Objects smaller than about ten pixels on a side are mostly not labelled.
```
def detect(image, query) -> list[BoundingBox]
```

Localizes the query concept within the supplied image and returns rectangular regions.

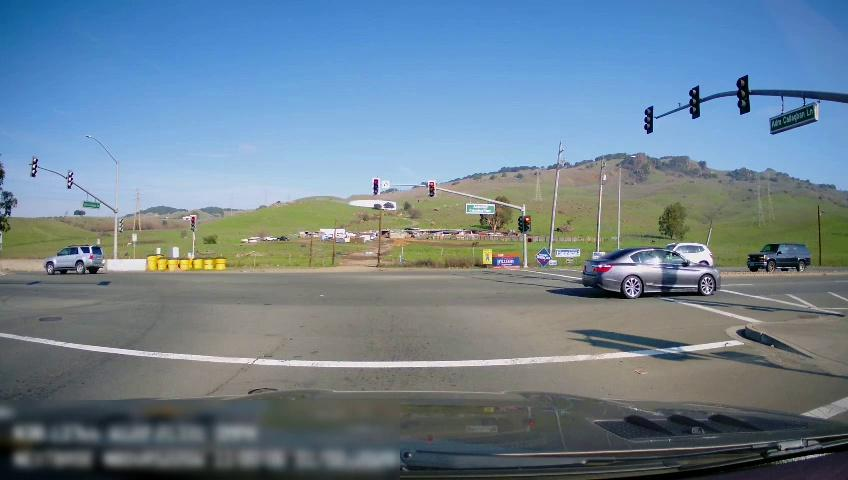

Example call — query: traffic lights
[523,214,533,232]
[372,177,381,196]
[30,156,40,178]
[643,104,655,135]
[66,168,75,190]
[735,74,751,115]
[426,178,437,197]
[116,215,125,233]
[189,214,198,232]
[687,84,702,120]
[517,215,525,232]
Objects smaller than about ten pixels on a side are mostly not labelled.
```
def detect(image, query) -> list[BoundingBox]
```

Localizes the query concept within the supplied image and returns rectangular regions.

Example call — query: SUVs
[659,242,714,269]
[42,244,105,276]
[745,243,811,273]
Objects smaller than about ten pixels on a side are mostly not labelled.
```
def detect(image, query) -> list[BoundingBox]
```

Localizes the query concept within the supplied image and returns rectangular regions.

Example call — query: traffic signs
[464,201,497,216]
[81,199,101,209]
[768,100,821,135]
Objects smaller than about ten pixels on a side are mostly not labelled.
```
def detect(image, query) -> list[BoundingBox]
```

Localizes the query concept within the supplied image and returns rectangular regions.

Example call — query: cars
[580,245,723,300]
